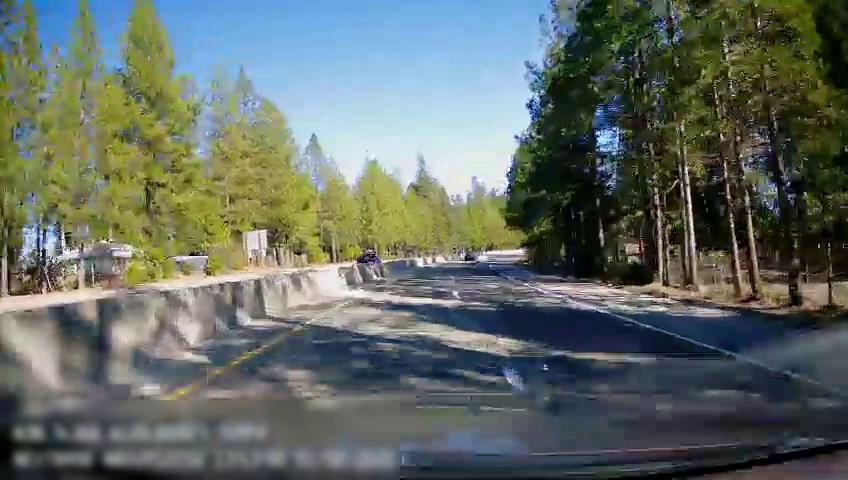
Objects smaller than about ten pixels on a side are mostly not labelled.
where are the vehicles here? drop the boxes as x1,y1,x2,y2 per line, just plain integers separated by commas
475,253,489,264
356,253,382,265
464,250,478,262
